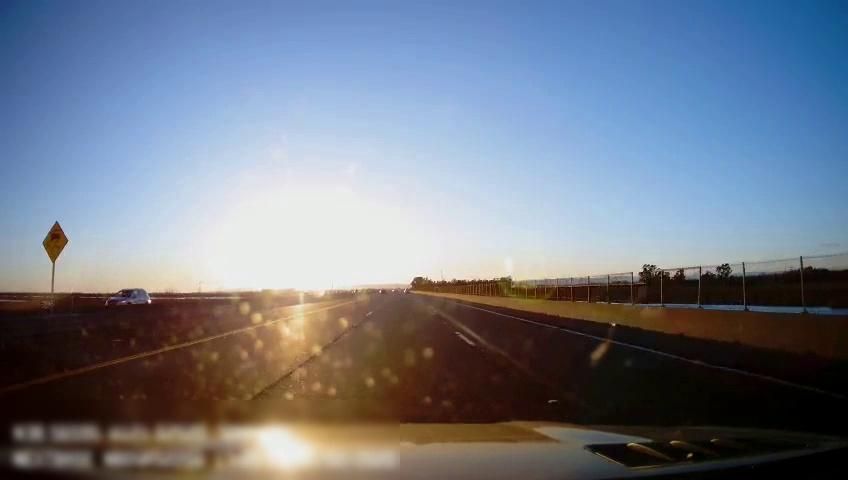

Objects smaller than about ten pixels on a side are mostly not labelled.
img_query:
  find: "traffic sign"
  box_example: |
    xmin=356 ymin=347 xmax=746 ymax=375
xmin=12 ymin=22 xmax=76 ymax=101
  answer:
xmin=41 ymin=221 xmax=69 ymax=263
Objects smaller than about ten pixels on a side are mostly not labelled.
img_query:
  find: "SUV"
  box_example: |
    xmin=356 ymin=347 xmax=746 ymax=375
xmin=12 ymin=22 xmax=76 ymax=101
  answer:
xmin=104 ymin=288 xmax=150 ymax=308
